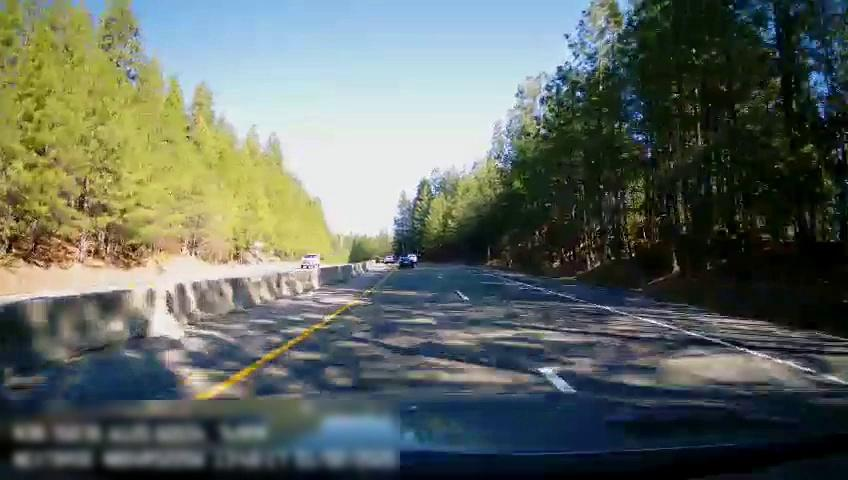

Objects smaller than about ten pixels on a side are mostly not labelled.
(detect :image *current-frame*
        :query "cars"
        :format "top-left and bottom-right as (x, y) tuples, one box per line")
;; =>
(397, 256), (413, 268)
(405, 253), (417, 263)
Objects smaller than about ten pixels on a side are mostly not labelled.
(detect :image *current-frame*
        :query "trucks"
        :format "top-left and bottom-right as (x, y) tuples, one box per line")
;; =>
(299, 254), (320, 269)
